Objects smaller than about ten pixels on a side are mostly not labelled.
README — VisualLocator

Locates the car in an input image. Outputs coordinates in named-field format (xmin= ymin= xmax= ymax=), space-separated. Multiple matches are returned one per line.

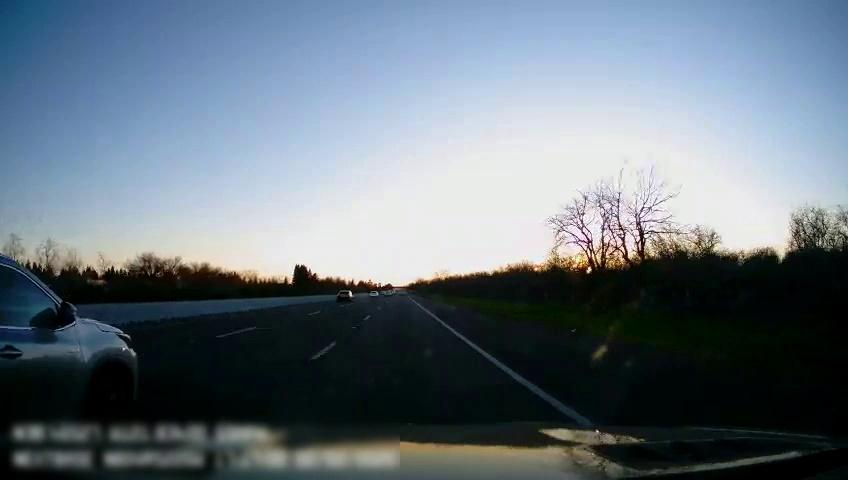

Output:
xmin=337 ymin=290 xmax=353 ymax=303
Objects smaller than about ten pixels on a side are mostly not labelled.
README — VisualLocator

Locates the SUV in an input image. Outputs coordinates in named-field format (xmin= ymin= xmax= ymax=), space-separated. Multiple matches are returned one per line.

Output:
xmin=0 ymin=253 xmax=140 ymax=443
